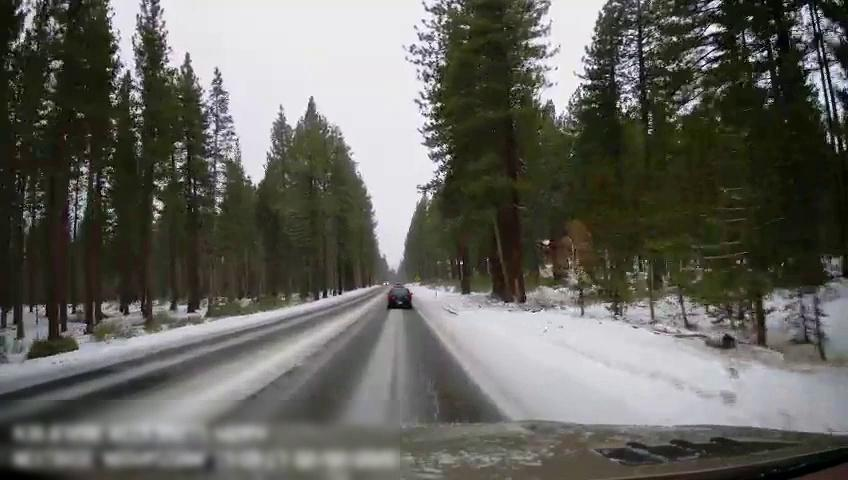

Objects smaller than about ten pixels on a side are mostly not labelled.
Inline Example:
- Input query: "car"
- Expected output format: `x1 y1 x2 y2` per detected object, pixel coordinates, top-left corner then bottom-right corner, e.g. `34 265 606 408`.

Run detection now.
386 287 413 310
